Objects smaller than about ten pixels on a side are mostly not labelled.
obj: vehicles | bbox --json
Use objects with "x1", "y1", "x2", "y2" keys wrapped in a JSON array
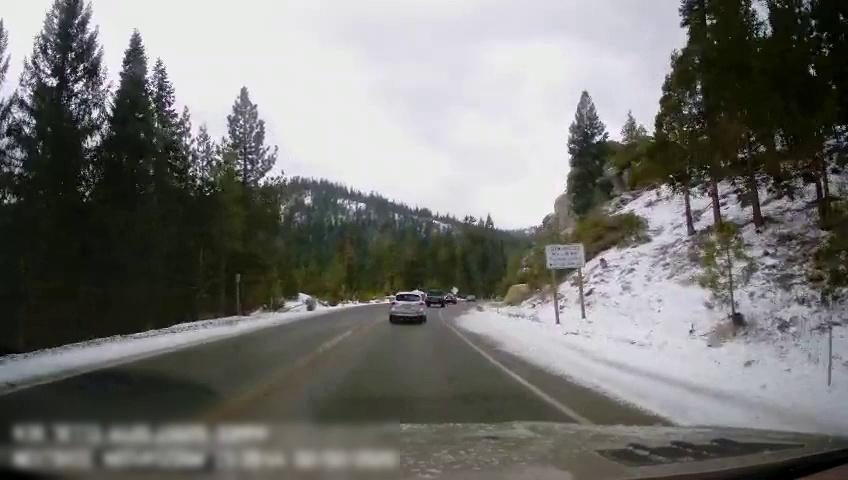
[
  {"x1": 443, "y1": 293, "x2": 457, "y2": 304},
  {"x1": 425, "y1": 289, "x2": 445, "y2": 307},
  {"x1": 390, "y1": 292, "x2": 427, "y2": 323}
]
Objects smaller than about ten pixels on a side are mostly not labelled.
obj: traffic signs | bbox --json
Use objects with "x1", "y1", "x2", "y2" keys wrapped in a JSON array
[{"x1": 545, "y1": 243, "x2": 586, "y2": 269}]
